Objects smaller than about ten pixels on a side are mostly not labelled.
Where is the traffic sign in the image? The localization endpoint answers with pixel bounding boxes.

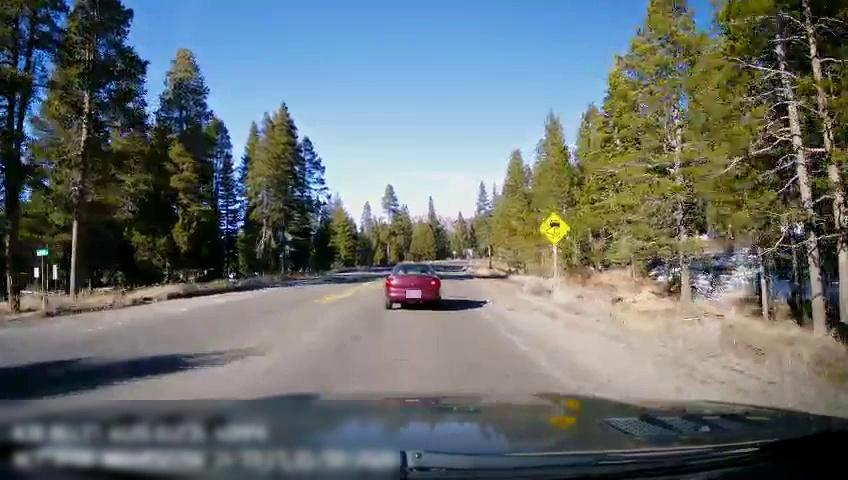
[537,209,571,246]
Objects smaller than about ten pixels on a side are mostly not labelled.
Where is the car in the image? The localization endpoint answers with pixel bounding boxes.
[383,262,441,309]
